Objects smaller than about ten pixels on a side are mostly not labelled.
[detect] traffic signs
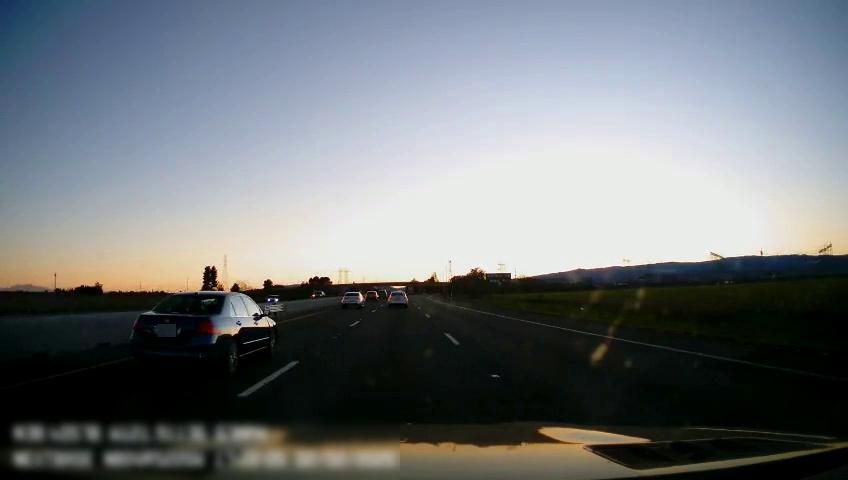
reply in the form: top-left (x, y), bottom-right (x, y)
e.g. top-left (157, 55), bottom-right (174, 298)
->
top-left (484, 273), bottom-right (512, 284)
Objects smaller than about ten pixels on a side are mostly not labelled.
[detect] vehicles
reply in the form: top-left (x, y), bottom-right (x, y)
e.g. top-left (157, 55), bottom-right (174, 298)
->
top-left (340, 291), bottom-right (366, 308)
top-left (364, 290), bottom-right (380, 303)
top-left (126, 291), bottom-right (280, 377)
top-left (311, 290), bottom-right (326, 299)
top-left (386, 290), bottom-right (408, 307)
top-left (267, 294), bottom-right (280, 303)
